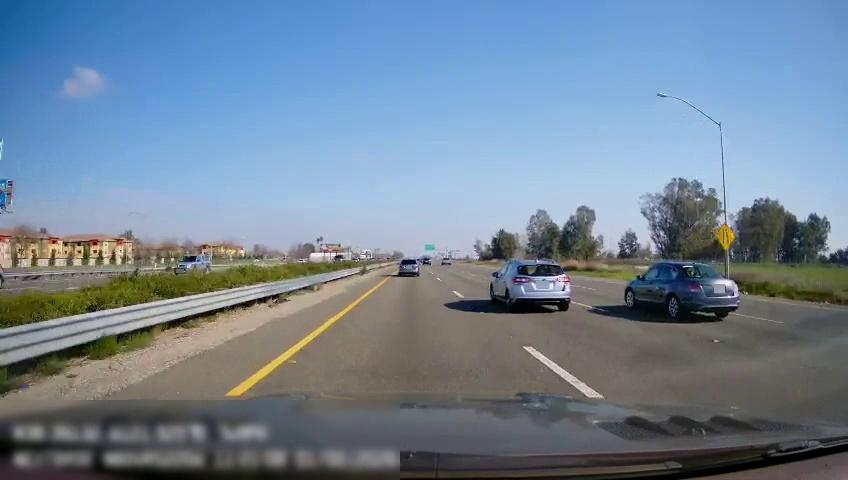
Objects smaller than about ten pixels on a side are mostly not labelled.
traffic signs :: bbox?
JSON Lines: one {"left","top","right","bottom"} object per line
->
{"left": 715, "top": 222, "right": 736, "bottom": 251}
{"left": 424, "top": 244, "right": 436, "bottom": 251}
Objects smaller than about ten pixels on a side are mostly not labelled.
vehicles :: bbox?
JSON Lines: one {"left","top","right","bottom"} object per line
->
{"left": 397, "top": 258, "right": 421, "bottom": 277}
{"left": 440, "top": 257, "right": 452, "bottom": 266}
{"left": 173, "top": 254, "right": 212, "bottom": 277}
{"left": 488, "top": 259, "right": 572, "bottom": 313}
{"left": 332, "top": 254, "right": 347, "bottom": 265}
{"left": 624, "top": 261, "right": 741, "bottom": 320}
